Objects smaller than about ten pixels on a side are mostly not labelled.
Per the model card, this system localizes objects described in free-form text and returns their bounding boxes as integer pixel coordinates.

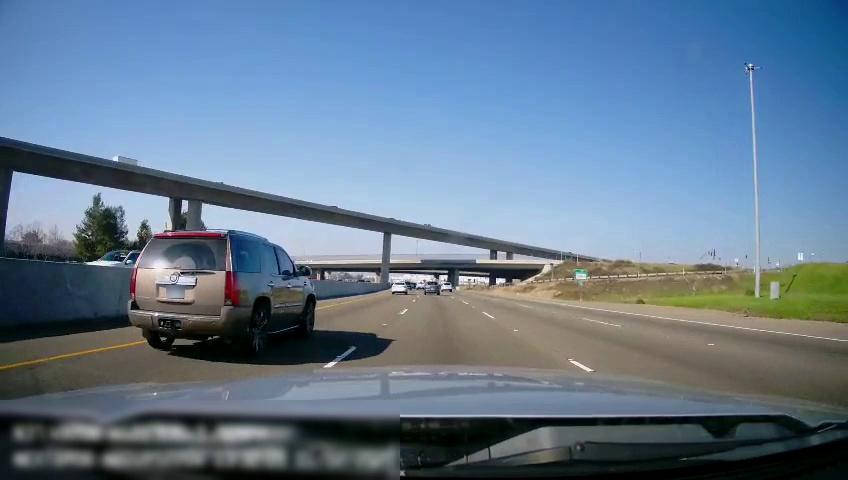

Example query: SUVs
[82,248,145,268]
[440,282,453,293]
[127,228,318,362]
[423,281,441,296]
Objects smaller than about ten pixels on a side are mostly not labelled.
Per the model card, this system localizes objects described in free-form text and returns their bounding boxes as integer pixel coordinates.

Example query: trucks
[110,152,138,167]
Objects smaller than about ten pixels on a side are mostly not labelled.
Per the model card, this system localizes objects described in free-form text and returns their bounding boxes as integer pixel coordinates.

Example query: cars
[391,281,408,295]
